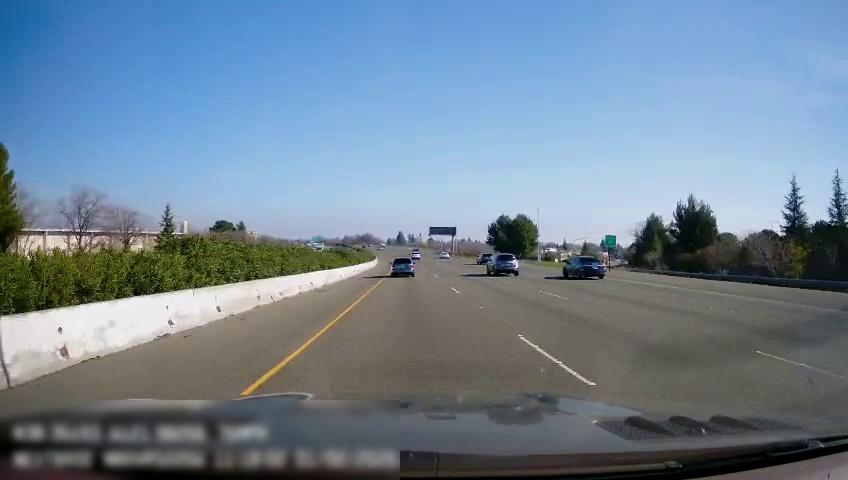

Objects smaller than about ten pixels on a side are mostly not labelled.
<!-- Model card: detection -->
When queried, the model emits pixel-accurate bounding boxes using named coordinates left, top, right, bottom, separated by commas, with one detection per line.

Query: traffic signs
left=604, top=235, right=617, bottom=248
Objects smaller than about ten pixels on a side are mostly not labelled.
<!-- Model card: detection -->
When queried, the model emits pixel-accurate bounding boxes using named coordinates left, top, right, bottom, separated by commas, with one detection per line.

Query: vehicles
left=561, top=255, right=607, bottom=280
left=389, top=257, right=416, bottom=278
left=410, top=251, right=421, bottom=260
left=476, top=252, right=492, bottom=264
left=486, top=253, right=519, bottom=277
